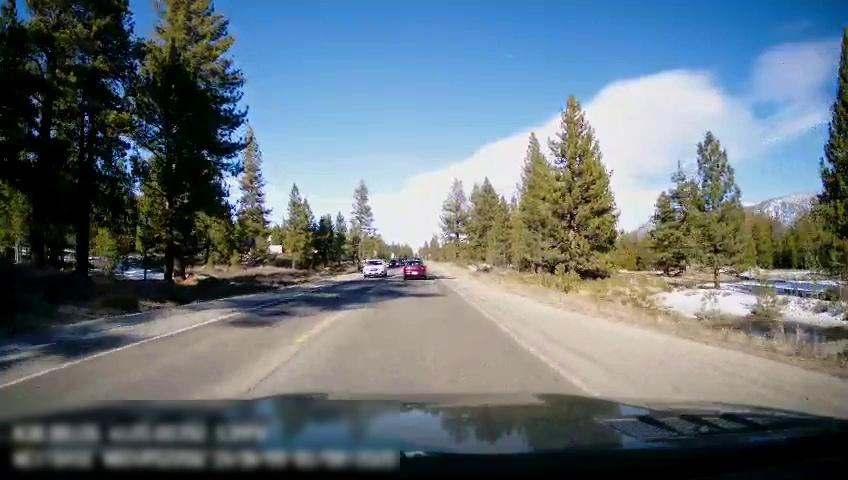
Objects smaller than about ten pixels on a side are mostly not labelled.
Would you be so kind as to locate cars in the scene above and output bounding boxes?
[403,260,427,280]
[362,259,388,279]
